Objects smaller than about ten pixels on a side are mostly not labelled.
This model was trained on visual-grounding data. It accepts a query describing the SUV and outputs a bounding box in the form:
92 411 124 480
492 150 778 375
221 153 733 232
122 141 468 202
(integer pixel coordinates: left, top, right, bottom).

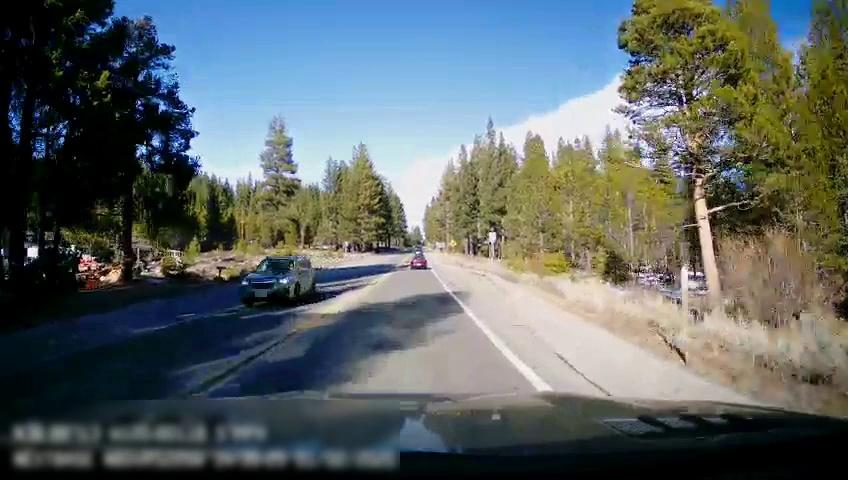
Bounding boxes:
238 255 316 307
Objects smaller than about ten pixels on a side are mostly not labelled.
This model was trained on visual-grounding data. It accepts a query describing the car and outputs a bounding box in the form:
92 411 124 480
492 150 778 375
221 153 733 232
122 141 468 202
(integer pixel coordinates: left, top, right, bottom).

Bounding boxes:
409 254 428 270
